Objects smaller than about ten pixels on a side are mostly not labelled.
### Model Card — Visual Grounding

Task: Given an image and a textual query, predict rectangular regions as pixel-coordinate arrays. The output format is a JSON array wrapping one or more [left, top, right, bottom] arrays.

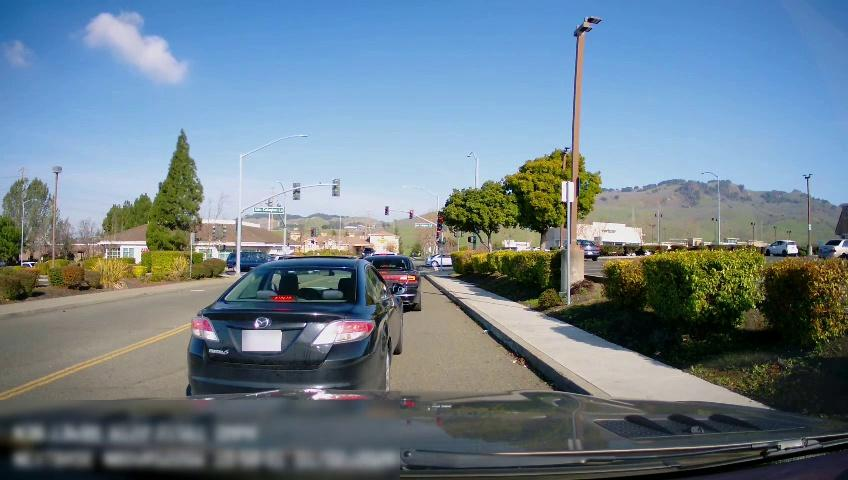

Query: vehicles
[[22, 260, 38, 268], [817, 237, 848, 270], [184, 255, 405, 396], [226, 249, 277, 272], [367, 255, 424, 311], [764, 239, 799, 256], [361, 245, 374, 255], [577, 237, 602, 260], [425, 252, 452, 267]]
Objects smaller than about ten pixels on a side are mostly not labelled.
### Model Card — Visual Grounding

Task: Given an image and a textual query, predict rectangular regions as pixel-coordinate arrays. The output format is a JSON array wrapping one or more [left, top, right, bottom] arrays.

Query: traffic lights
[[291, 183, 300, 201], [331, 179, 340, 196]]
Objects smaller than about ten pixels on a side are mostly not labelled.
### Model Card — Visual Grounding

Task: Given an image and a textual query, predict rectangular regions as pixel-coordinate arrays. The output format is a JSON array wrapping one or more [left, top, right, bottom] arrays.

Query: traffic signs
[[254, 205, 285, 216], [417, 222, 433, 229]]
